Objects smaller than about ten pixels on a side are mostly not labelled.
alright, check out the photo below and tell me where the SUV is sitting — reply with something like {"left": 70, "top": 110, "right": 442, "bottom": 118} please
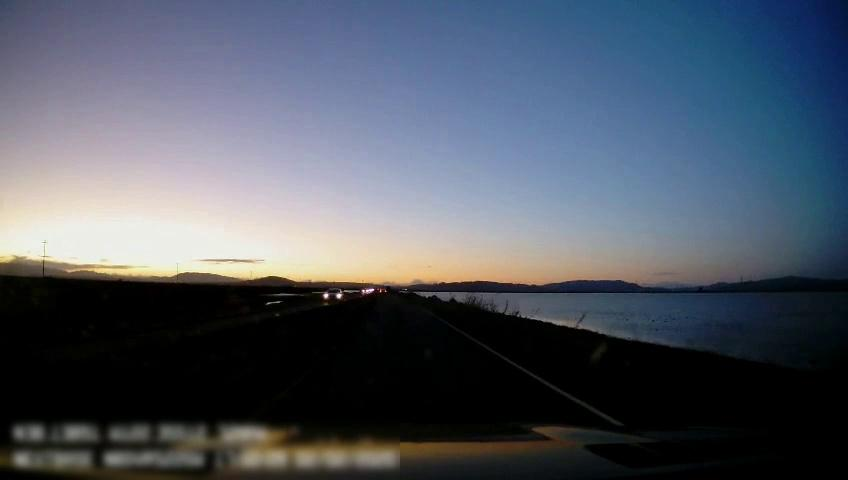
{"left": 323, "top": 288, "right": 343, "bottom": 302}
